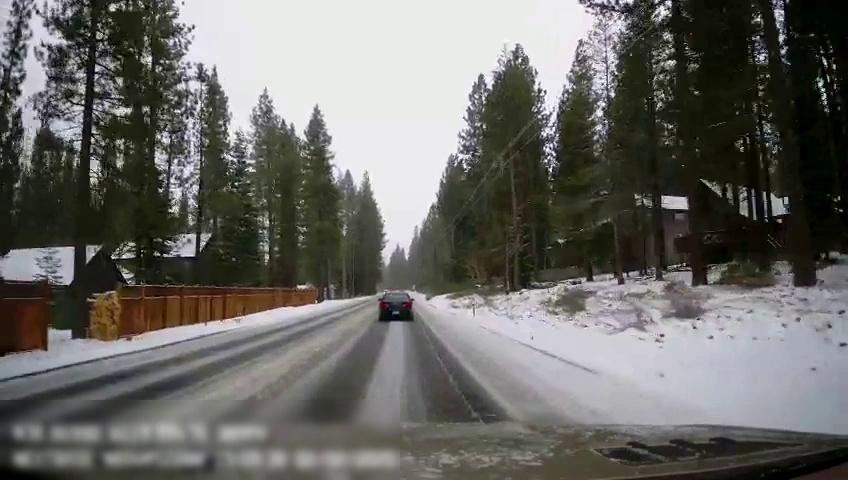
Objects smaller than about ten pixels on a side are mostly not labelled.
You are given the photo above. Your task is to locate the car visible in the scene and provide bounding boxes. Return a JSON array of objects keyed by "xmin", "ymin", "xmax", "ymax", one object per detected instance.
[{"xmin": 377, "ymin": 292, "xmax": 415, "ymax": 322}]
